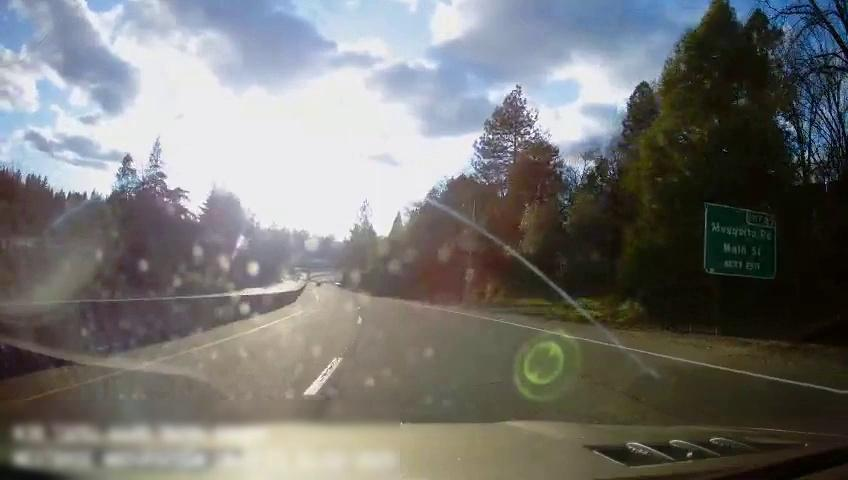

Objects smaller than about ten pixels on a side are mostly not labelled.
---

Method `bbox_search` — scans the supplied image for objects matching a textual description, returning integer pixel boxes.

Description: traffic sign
[704,201,778,280]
